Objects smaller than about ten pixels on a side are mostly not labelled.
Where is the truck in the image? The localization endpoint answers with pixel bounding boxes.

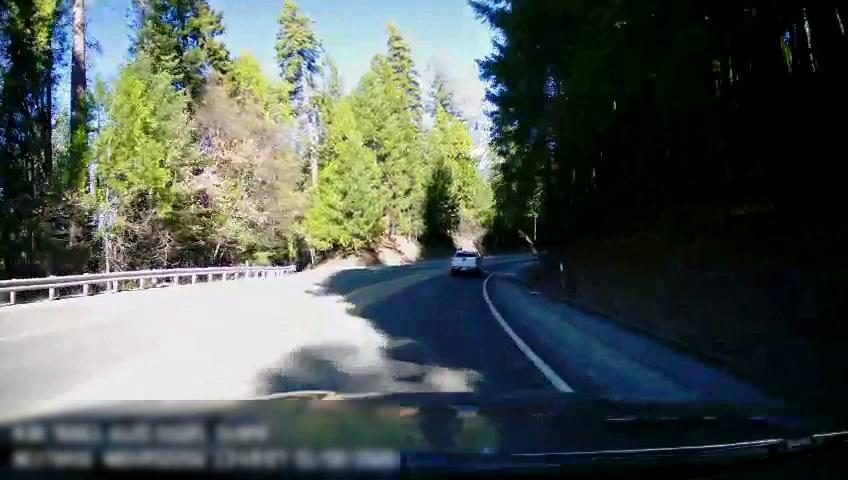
[447,249,481,275]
